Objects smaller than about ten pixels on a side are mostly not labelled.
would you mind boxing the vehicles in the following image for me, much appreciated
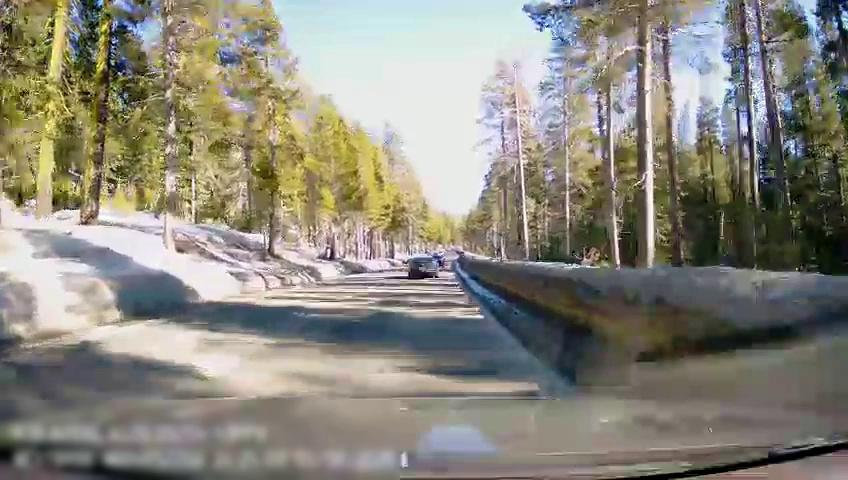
[431,255,445,267]
[407,255,440,280]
